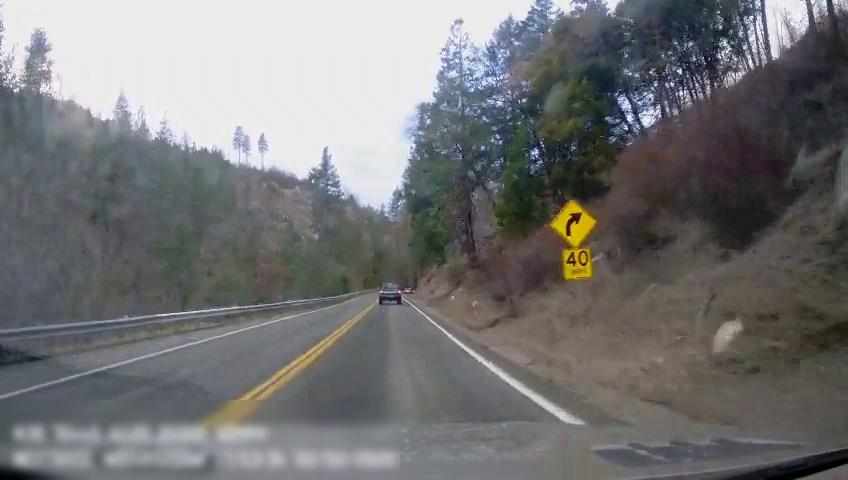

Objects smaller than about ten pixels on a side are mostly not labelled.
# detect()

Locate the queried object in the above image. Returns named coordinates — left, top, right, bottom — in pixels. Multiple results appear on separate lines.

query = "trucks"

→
left=378, top=282, right=403, bottom=305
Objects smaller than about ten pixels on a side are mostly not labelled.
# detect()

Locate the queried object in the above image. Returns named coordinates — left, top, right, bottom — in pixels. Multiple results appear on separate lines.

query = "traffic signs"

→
left=563, top=248, right=591, bottom=279
left=550, top=199, right=596, bottom=247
